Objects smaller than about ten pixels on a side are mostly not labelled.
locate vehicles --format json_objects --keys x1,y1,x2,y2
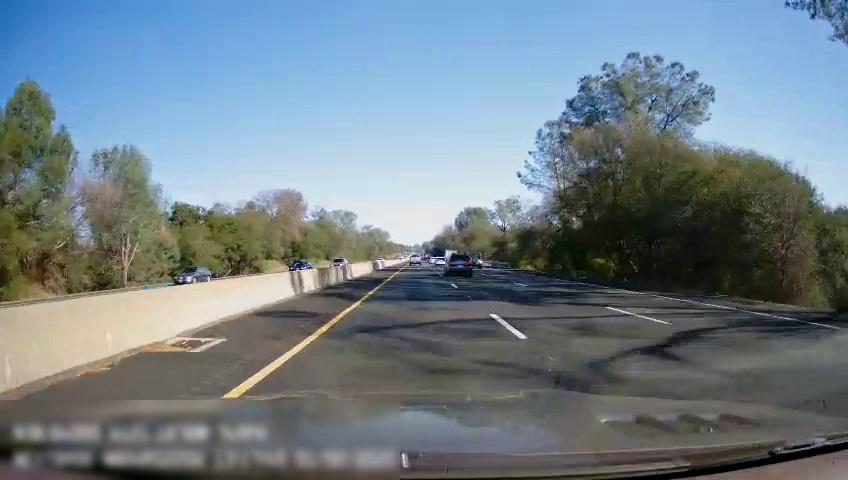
[
  {"x1": 444, "y1": 250, "x2": 466, "y2": 267},
  {"x1": 434, "y1": 256, "x2": 448, "y2": 267},
  {"x1": 408, "y1": 253, "x2": 422, "y2": 266},
  {"x1": 289, "y1": 260, "x2": 313, "y2": 272},
  {"x1": 466, "y1": 253, "x2": 483, "y2": 268},
  {"x1": 175, "y1": 264, "x2": 213, "y2": 286},
  {"x1": 444, "y1": 254, "x2": 472, "y2": 278}
]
